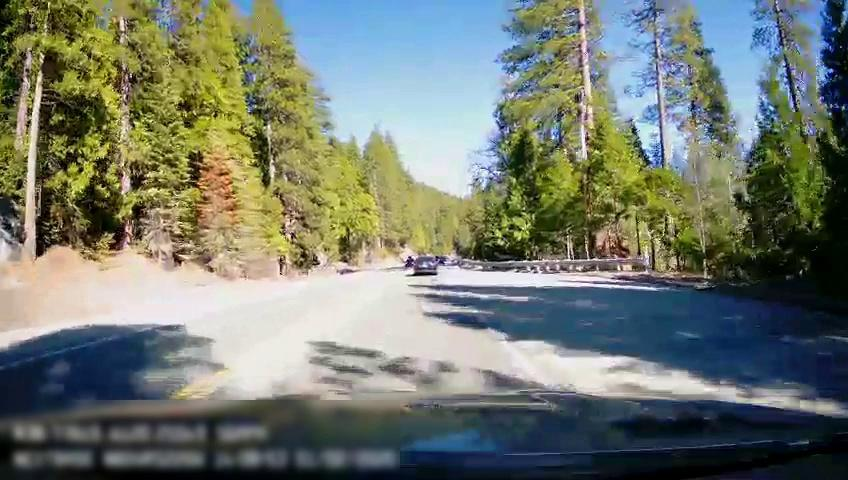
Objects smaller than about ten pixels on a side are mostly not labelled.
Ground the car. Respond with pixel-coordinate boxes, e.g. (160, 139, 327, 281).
(413, 255, 438, 276)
